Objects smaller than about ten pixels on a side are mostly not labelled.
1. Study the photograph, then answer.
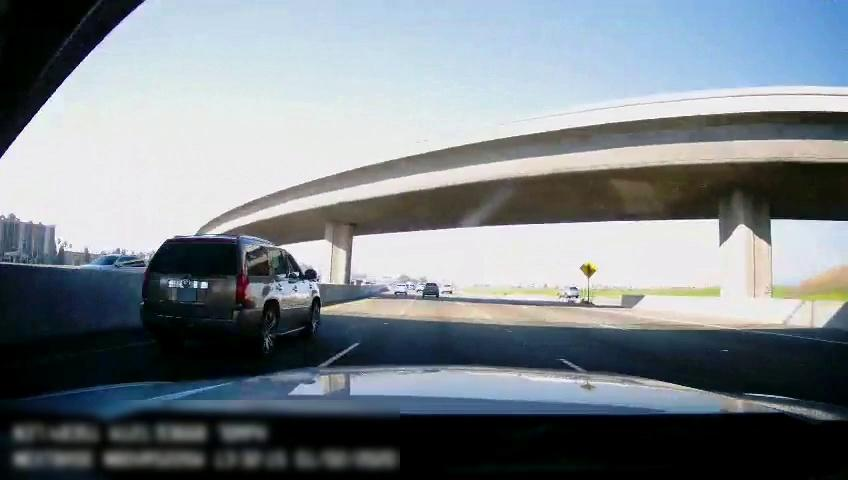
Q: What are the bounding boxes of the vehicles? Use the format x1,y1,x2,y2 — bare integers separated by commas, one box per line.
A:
138,233,322,362
559,286,580,299
394,283,408,296
422,282,440,299
78,254,145,271
415,283,426,293
440,284,453,295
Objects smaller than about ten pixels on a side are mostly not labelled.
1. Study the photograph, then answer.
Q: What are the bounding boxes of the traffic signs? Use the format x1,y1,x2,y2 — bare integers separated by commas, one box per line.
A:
580,262,597,280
